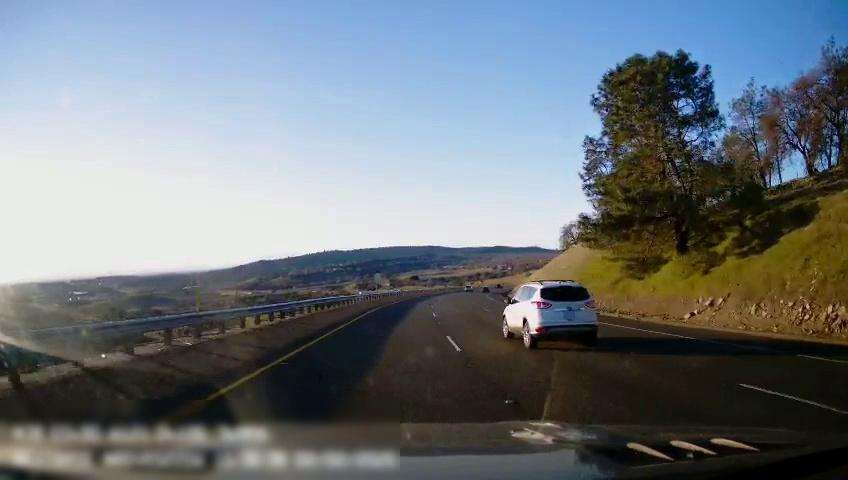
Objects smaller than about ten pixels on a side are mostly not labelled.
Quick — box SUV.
[501,282,598,350]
